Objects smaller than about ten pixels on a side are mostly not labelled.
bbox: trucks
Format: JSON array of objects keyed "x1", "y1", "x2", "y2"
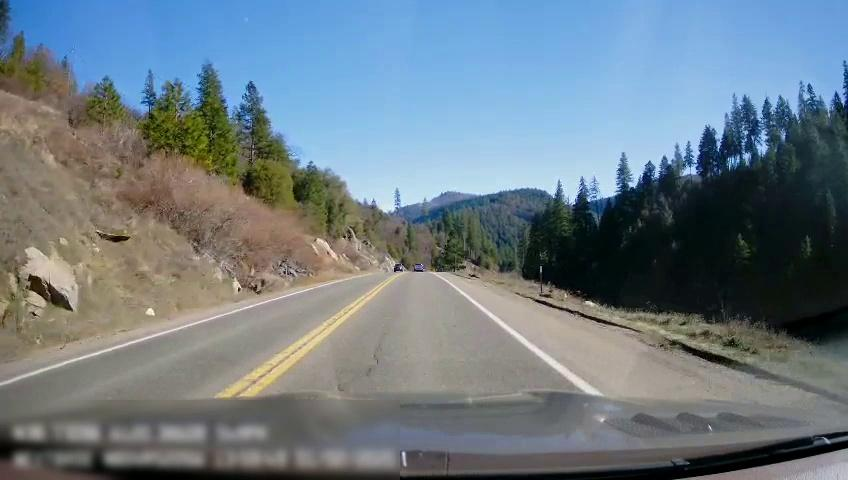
[
  {"x1": 415, "y1": 264, "x2": 425, "y2": 272},
  {"x1": 392, "y1": 264, "x2": 405, "y2": 272}
]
